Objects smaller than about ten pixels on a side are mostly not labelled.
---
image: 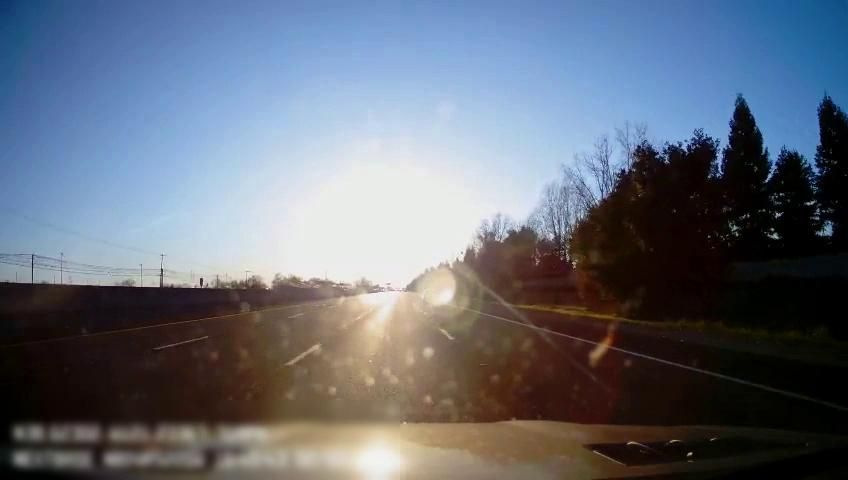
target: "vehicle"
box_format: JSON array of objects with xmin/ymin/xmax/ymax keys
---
[{"xmin": 421, "ymin": 289, "xmax": 437, "ymax": 302}]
